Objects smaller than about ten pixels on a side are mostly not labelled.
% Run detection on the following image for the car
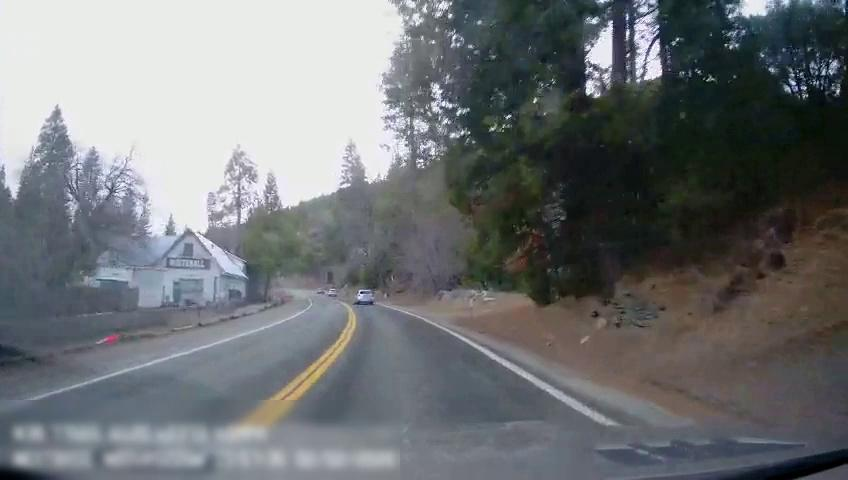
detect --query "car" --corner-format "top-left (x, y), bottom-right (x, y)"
top-left (355, 290), bottom-right (374, 306)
